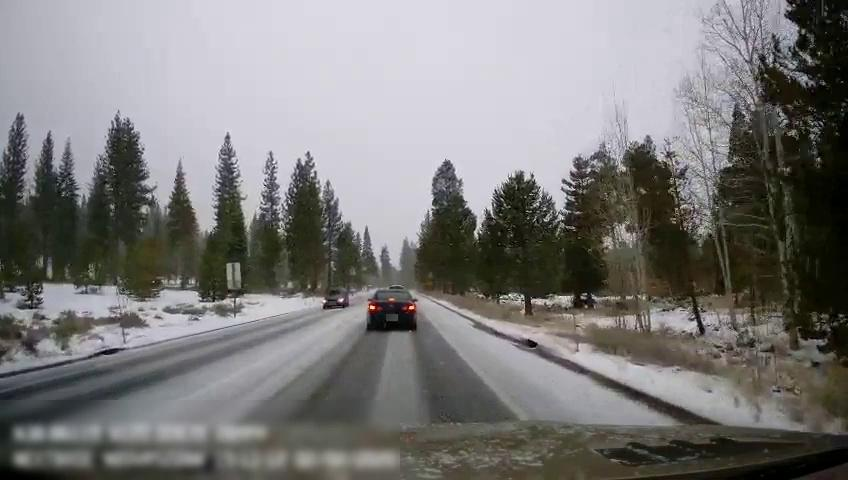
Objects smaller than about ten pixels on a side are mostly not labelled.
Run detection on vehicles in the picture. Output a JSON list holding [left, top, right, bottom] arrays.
[[388, 285, 405, 290], [323, 289, 349, 308], [366, 289, 419, 331]]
